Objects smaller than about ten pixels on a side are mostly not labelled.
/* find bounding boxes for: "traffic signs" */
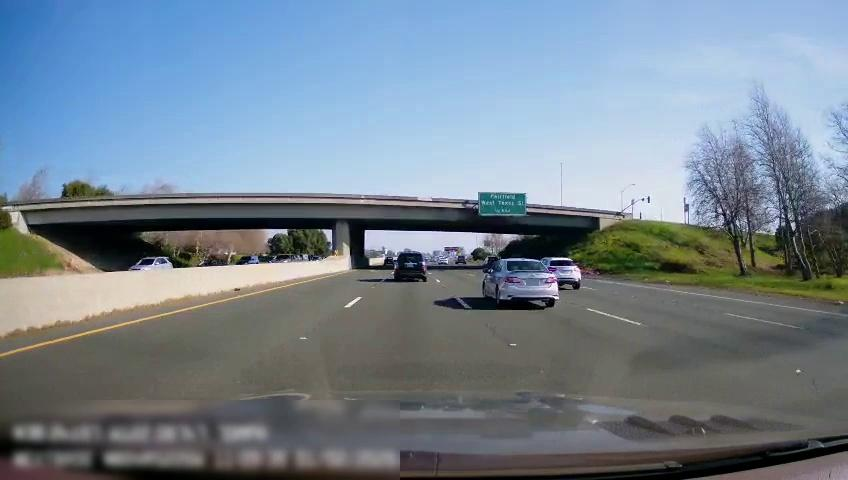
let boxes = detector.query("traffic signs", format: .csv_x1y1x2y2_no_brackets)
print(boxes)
477,191,527,218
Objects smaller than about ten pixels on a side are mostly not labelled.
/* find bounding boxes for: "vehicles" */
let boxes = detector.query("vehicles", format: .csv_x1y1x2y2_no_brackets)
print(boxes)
538,256,582,291
393,251,427,282
483,255,498,268
128,256,174,272
236,255,260,266
272,254,295,264
383,256,395,267
437,257,449,265
455,255,467,265
482,257,560,309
